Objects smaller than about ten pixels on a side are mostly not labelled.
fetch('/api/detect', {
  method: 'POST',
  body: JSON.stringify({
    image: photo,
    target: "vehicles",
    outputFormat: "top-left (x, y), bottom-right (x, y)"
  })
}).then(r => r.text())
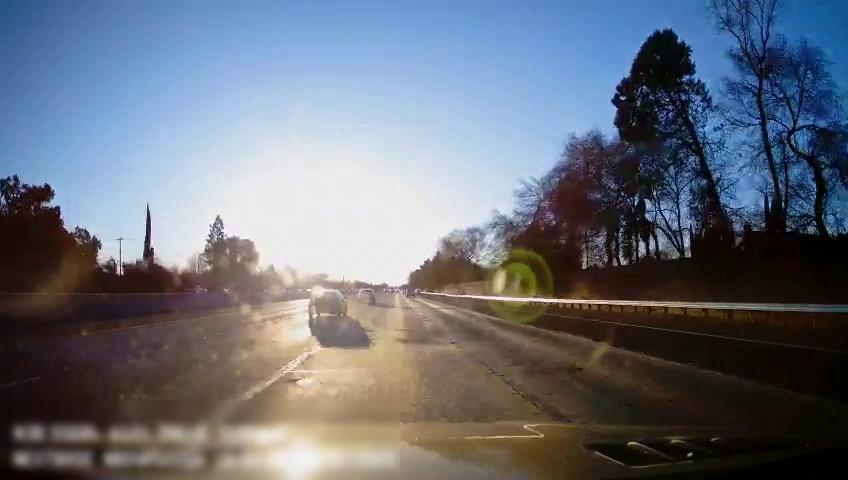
top-left (358, 288), bottom-right (377, 305)
top-left (405, 287), bottom-right (417, 298)
top-left (307, 289), bottom-right (349, 319)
